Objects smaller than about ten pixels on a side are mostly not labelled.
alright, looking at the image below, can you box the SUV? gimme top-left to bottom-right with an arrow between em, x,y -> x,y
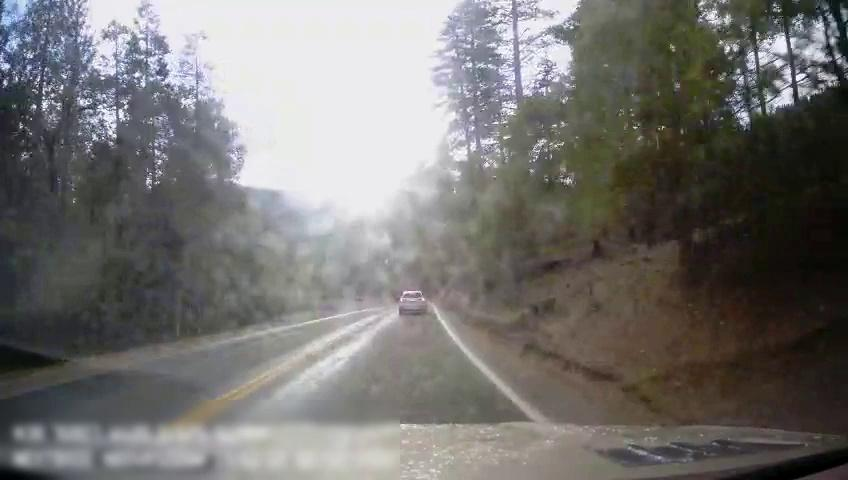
398,290 -> 427,314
